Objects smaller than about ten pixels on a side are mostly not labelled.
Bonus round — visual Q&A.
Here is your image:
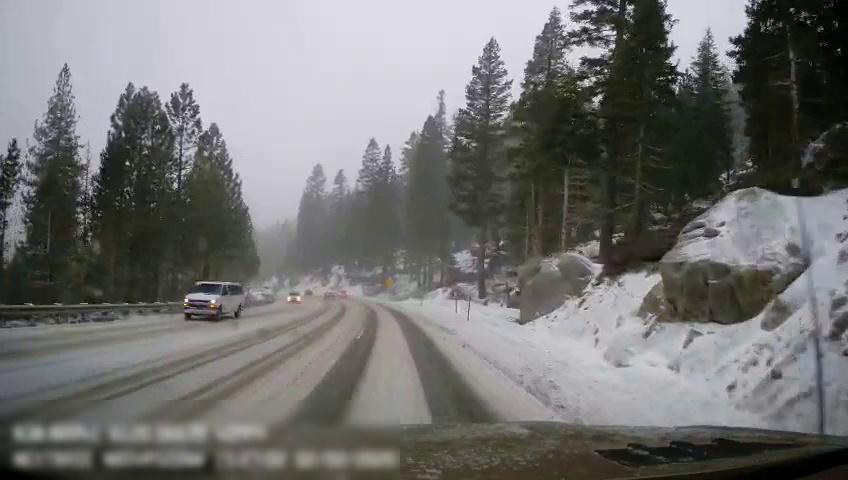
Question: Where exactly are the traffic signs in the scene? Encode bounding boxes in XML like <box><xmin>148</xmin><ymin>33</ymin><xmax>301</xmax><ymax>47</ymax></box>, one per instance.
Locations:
<box><xmin>384</xmin><ymin>278</ymin><xmax>393</xmax><ymax>289</ymax></box>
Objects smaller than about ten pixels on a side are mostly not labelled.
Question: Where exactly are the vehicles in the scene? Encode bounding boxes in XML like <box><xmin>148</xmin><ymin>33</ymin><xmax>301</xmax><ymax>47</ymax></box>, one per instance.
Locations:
<box><xmin>182</xmin><ymin>281</ymin><xmax>246</xmax><ymax>322</ymax></box>
<box><xmin>322</xmin><ymin>290</ymin><xmax>337</xmax><ymax>299</ymax></box>
<box><xmin>336</xmin><ymin>289</ymin><xmax>348</xmax><ymax>299</ymax></box>
<box><xmin>286</xmin><ymin>292</ymin><xmax>302</xmax><ymax>304</ymax></box>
